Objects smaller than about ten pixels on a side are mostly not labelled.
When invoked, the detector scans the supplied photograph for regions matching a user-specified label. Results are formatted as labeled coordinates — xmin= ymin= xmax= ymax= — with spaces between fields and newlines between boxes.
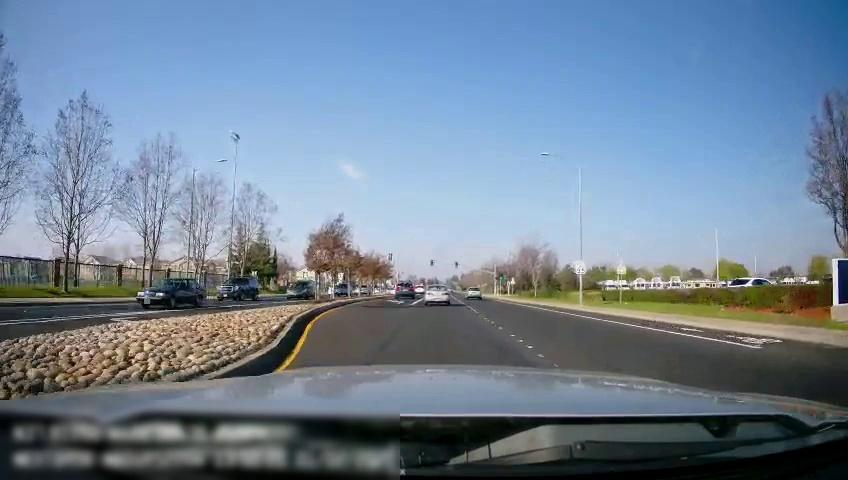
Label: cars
xmin=423 ymin=284 xmax=452 ymax=306
xmin=134 ymin=277 xmax=207 ymax=311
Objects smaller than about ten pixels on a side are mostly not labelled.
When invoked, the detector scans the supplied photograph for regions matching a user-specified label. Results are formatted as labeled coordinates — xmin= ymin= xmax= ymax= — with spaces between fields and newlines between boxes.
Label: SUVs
xmin=216 ymin=276 xmax=261 ymax=302
xmin=395 ymin=281 xmax=416 ymax=300
xmin=464 ymin=287 xmax=483 ymax=301
xmin=285 ymin=280 xmax=319 ymax=301
xmin=414 ymin=285 xmax=426 ymax=295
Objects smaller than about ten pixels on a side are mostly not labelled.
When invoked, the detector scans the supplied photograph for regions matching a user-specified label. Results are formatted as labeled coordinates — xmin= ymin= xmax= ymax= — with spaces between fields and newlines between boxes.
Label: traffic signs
xmin=574 ymin=262 xmax=587 ymax=276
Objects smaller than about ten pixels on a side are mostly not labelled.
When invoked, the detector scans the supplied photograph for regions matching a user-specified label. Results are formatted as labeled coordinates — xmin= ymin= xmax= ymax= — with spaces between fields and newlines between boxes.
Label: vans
xmin=332 ymin=282 xmax=353 ymax=296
